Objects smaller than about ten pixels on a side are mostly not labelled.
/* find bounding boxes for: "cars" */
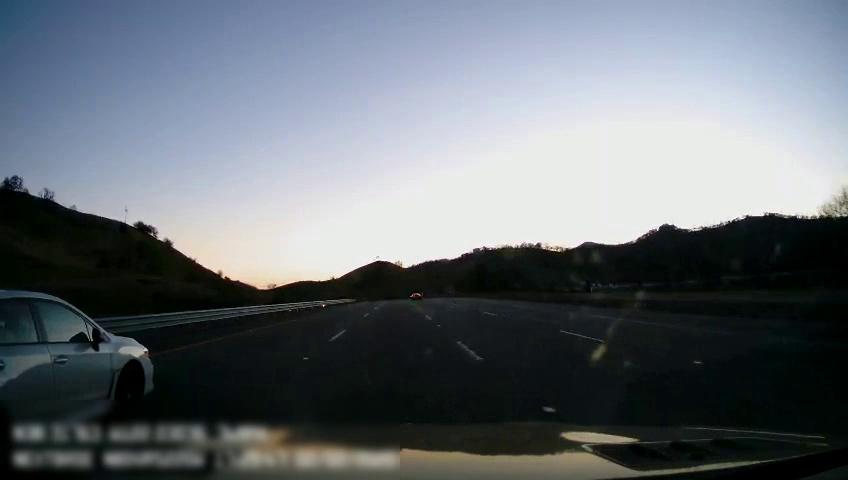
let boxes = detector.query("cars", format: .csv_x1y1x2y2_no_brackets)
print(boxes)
411,292,422,301
0,289,154,443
